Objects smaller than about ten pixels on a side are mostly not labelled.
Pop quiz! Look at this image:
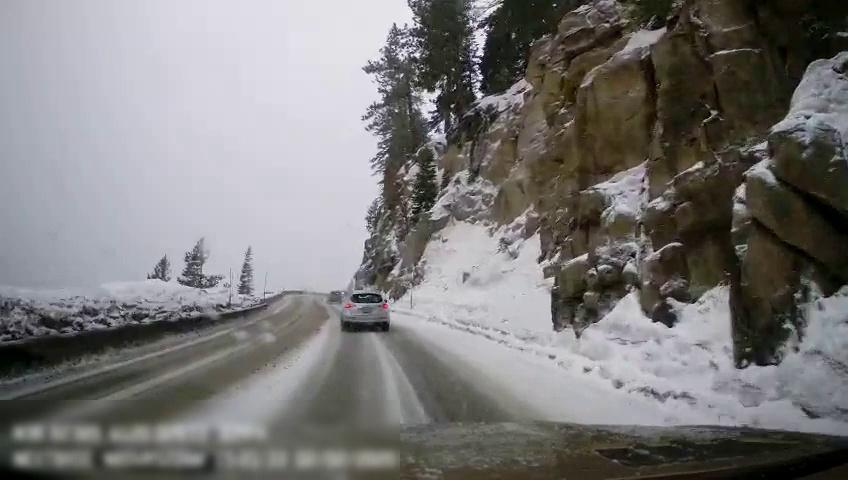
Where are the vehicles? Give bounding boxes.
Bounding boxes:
[337,290,390,333]
[327,290,345,304]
